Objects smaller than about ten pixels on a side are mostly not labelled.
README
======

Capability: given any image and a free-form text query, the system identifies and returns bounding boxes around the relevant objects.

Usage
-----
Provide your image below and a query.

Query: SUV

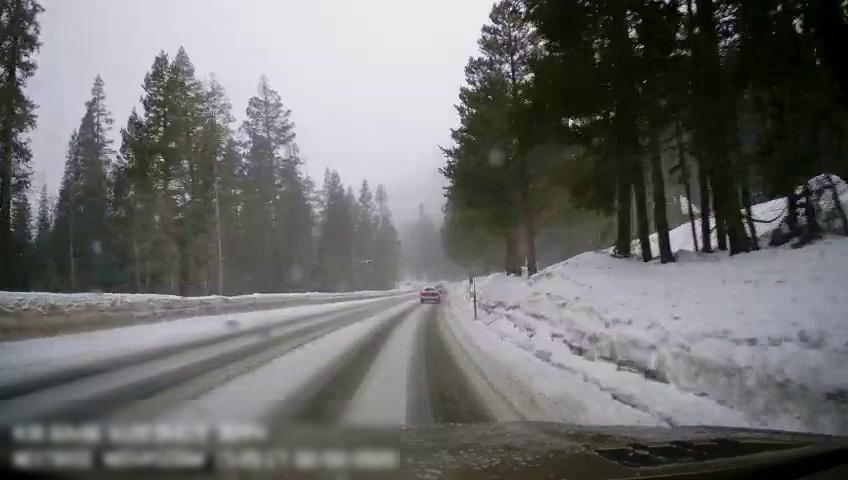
[419,286,441,305]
